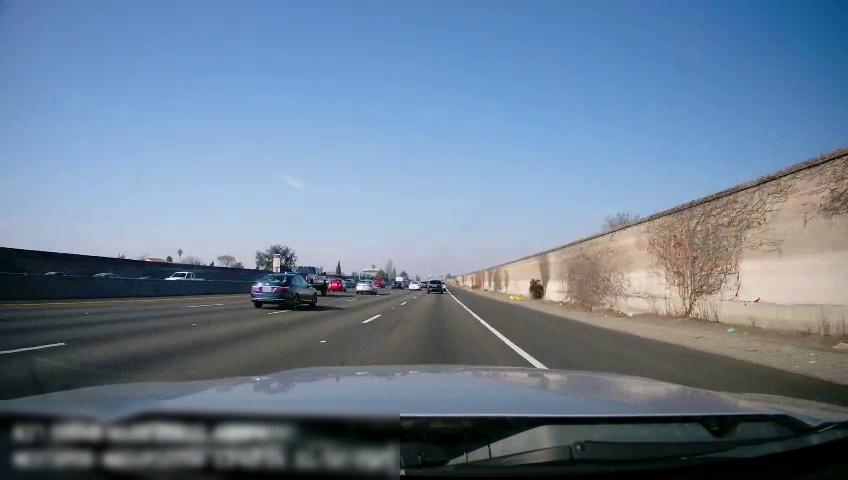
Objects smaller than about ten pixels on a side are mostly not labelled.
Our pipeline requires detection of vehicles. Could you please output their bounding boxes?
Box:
[326,278,348,293]
[433,280,447,292]
[164,271,208,281]
[408,280,422,291]
[390,280,404,290]
[355,279,377,295]
[372,278,386,289]
[284,266,328,299]
[250,273,318,311]
[427,279,443,294]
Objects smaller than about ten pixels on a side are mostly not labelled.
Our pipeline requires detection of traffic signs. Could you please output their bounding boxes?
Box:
[272,253,281,273]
